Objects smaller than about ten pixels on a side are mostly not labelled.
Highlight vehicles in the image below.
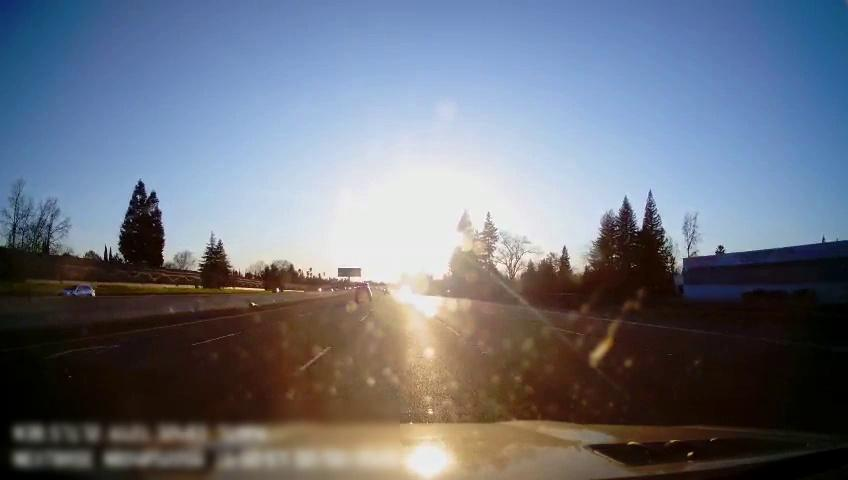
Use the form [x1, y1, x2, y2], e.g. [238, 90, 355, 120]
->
[56, 283, 96, 298]
[354, 282, 373, 303]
